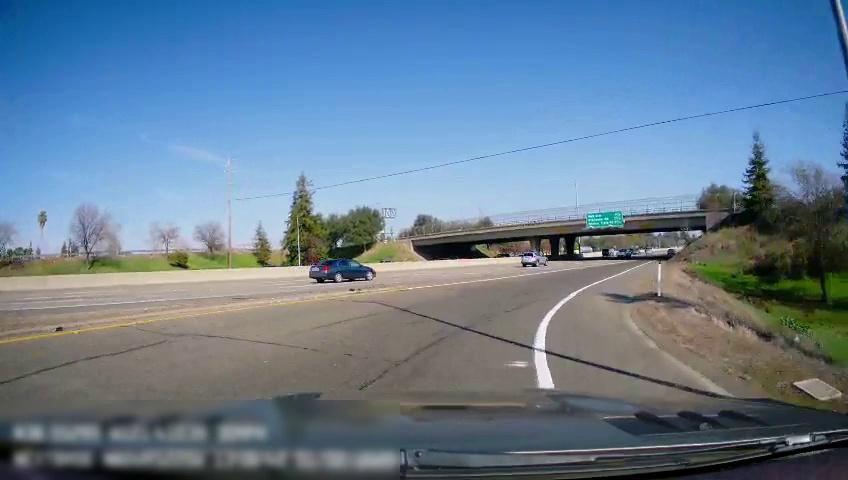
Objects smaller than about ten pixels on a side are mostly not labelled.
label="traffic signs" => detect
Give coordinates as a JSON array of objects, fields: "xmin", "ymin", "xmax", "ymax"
[{"xmin": 585, "ymin": 211, "xmax": 624, "ymax": 230}]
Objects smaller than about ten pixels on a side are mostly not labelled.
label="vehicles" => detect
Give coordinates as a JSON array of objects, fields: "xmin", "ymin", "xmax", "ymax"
[
  {"xmin": 616, "ymin": 248, "xmax": 632, "ymax": 259},
  {"xmin": 520, "ymin": 248, "xmax": 549, "ymax": 267},
  {"xmin": 308, "ymin": 259, "xmax": 377, "ymax": 285}
]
